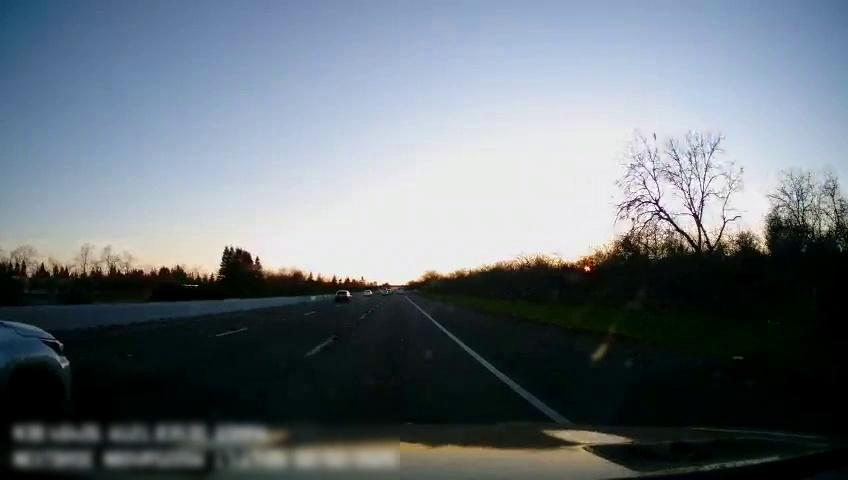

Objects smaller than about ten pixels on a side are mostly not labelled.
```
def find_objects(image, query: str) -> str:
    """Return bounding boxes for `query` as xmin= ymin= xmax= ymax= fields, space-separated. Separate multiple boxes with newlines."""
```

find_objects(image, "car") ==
xmin=334 ymin=289 xmax=352 ymax=303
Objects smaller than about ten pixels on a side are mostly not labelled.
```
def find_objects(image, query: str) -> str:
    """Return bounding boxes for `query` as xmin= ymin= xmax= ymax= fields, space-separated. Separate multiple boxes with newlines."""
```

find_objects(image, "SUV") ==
xmin=0 ymin=318 xmax=75 ymax=451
